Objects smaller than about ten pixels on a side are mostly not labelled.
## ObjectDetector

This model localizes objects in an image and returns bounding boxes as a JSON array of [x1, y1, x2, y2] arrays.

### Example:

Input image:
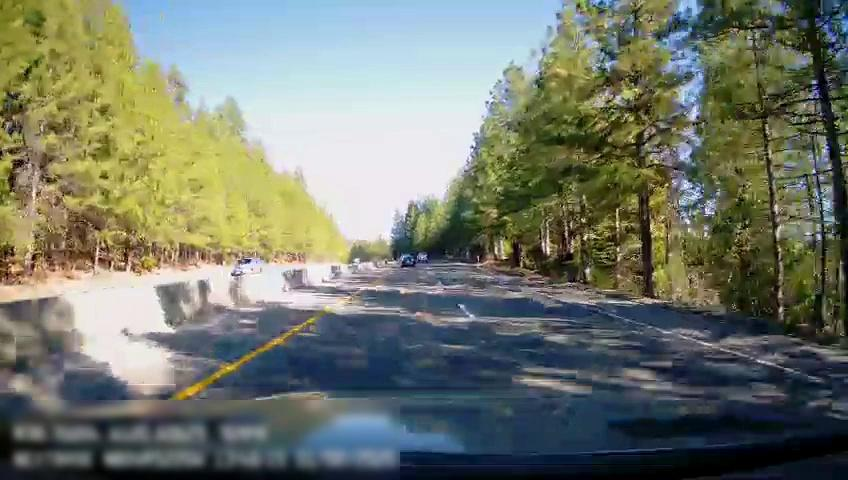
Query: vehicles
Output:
[[401, 257, 414, 267], [231, 256, 265, 276], [417, 253, 429, 263]]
